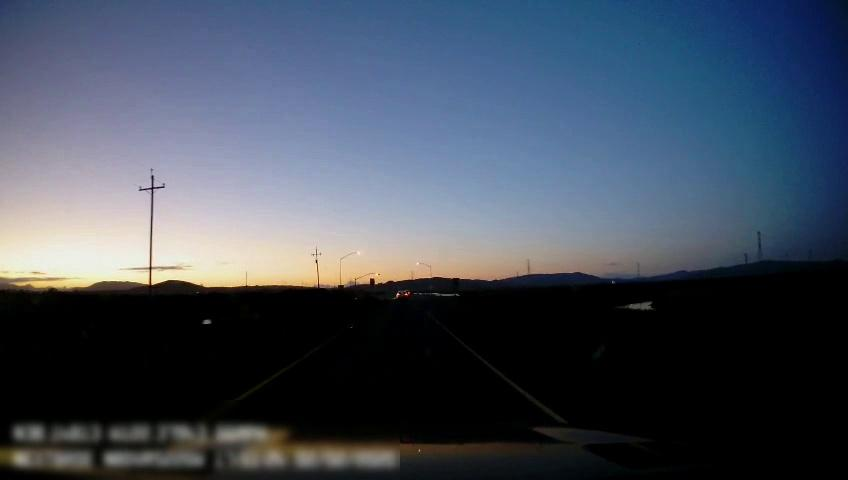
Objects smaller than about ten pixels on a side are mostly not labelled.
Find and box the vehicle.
[396,289,411,300]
